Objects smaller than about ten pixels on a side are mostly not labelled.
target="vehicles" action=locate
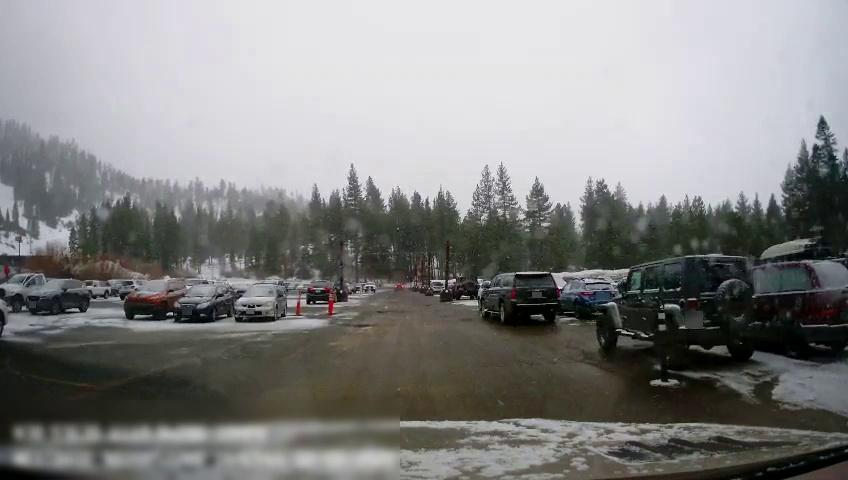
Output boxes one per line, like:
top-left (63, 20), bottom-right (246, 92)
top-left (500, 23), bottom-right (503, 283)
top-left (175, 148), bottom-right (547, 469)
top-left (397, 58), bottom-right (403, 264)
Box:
top-left (594, 256), bottom-right (763, 372)
top-left (124, 281), bottom-right (185, 322)
top-left (477, 271), bottom-right (561, 323)
top-left (119, 280), bottom-right (140, 300)
top-left (0, 296), bottom-right (10, 336)
top-left (23, 279), bottom-right (91, 315)
top-left (84, 279), bottom-right (112, 300)
top-left (305, 283), bottom-right (336, 304)
top-left (173, 284), bottom-right (236, 324)
top-left (0, 273), bottom-right (47, 313)
top-left (754, 259), bottom-right (848, 362)
top-left (234, 284), bottom-right (288, 322)
top-left (559, 277), bottom-right (615, 318)
top-left (449, 273), bottom-right (479, 299)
